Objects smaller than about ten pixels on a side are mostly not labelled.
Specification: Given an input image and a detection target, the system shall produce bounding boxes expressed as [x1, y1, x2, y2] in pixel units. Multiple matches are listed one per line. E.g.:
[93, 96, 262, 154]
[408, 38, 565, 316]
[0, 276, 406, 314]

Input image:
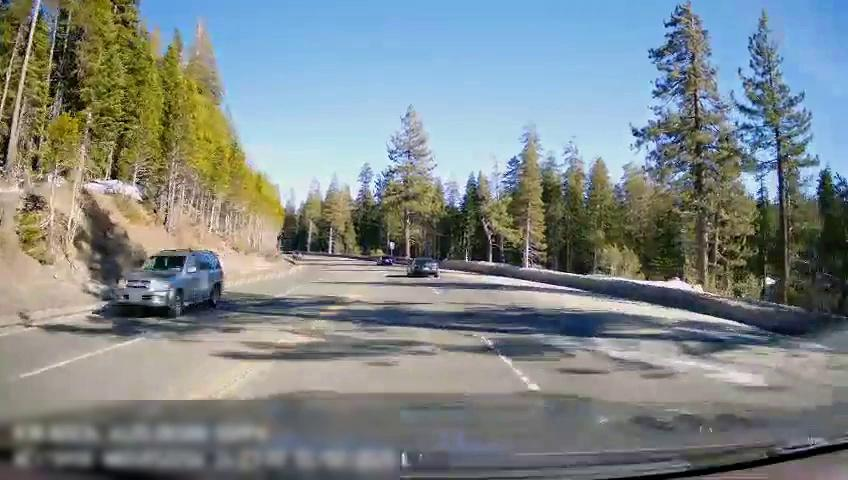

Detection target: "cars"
[376, 254, 392, 266]
[408, 255, 439, 277]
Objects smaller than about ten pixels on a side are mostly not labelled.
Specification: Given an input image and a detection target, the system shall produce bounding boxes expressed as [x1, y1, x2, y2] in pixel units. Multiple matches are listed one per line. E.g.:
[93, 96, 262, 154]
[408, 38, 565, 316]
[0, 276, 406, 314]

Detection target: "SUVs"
[115, 248, 226, 317]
